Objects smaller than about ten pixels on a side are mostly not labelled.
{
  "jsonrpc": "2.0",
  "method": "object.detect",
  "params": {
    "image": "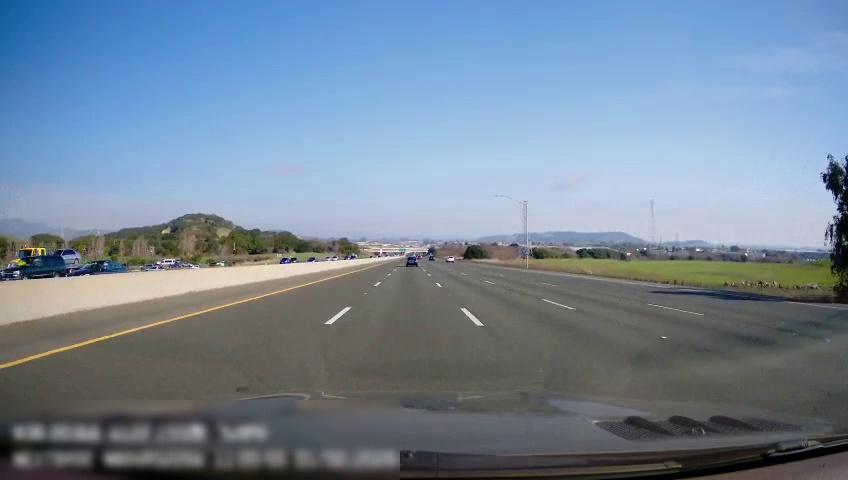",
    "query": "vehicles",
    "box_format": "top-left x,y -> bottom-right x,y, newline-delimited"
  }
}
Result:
6,247 -> 86,277
406,256 -> 419,267
278,258 -> 291,265
71,259 -> 129,277
0,255 -> 67,282
288,257 -> 300,265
